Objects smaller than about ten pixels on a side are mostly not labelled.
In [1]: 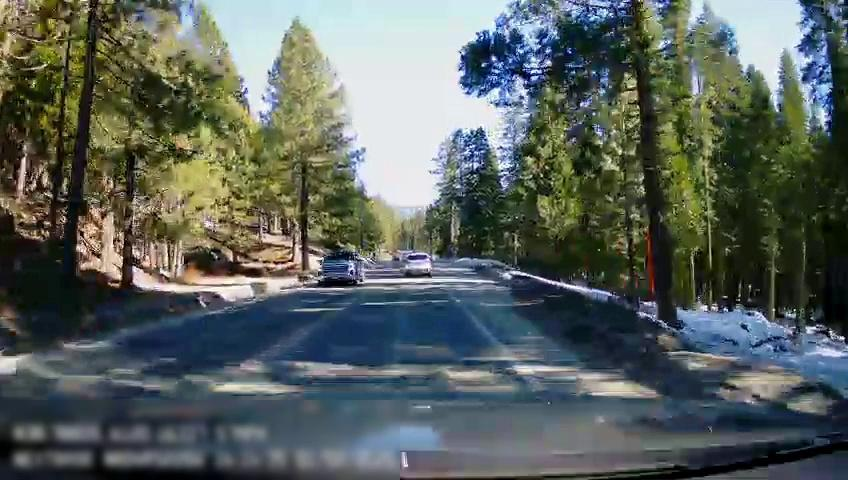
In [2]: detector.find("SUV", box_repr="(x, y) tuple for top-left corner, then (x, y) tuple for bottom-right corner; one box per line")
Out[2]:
(405, 253), (432, 277)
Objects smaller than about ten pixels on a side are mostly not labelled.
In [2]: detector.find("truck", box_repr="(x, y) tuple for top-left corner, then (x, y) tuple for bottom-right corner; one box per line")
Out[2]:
(317, 252), (364, 288)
